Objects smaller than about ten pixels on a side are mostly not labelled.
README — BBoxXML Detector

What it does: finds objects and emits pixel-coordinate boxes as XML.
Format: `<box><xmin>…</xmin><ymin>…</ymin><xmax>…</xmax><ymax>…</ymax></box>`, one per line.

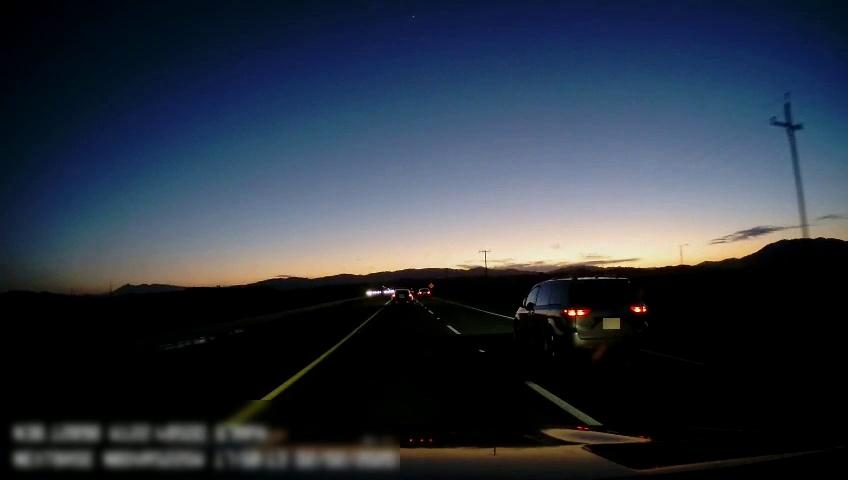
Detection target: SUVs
<box><xmin>391</xmin><ymin>288</ymin><xmax>413</xmax><ymax>305</ymax></box>
<box><xmin>416</xmin><ymin>288</ymin><xmax>432</xmax><ymax>300</ymax></box>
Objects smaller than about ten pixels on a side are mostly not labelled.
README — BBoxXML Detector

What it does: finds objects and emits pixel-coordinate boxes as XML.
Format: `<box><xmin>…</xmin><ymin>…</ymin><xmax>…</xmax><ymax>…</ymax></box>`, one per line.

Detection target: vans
<box><xmin>512</xmin><ymin>276</ymin><xmax>650</xmax><ymax>359</ymax></box>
